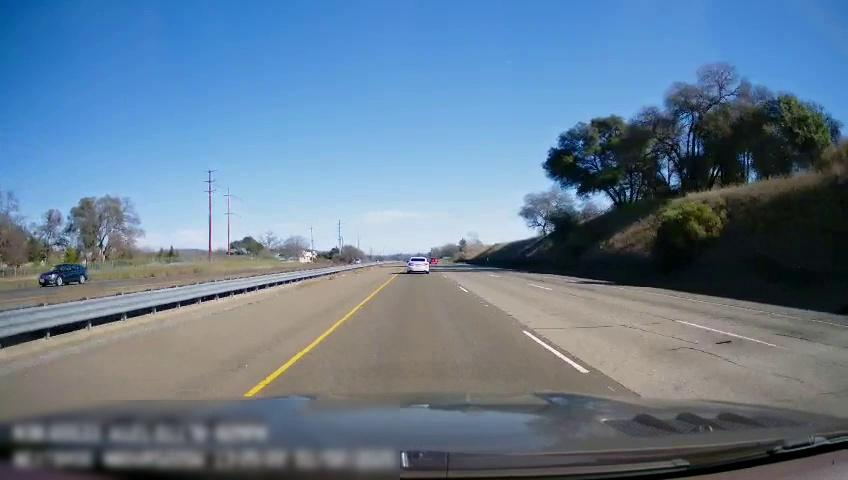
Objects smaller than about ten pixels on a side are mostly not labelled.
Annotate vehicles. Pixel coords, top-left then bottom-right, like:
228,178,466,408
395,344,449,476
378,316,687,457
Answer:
39,263,88,288
428,257,439,265
406,257,430,275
